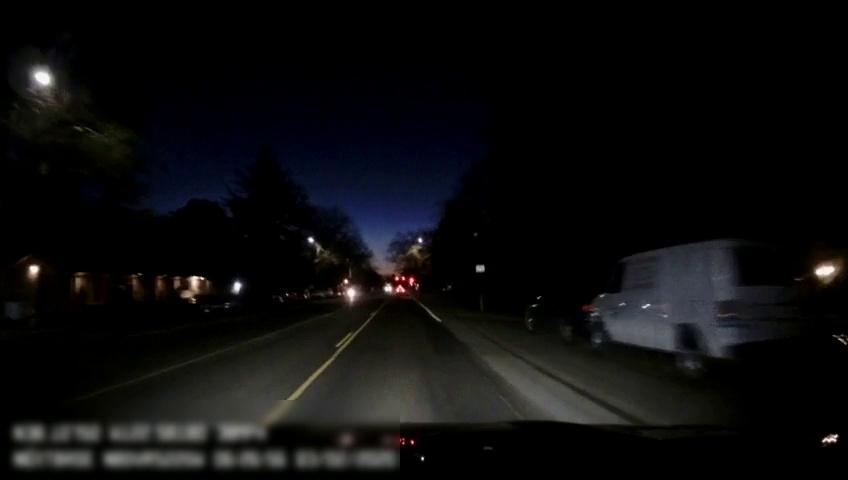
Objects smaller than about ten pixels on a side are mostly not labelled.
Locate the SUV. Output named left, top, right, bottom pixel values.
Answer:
left=196, top=294, right=240, bottom=316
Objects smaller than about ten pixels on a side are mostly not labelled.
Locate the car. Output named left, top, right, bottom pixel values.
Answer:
left=520, top=275, right=608, bottom=344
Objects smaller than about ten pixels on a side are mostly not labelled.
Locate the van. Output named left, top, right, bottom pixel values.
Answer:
left=585, top=238, right=813, bottom=387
